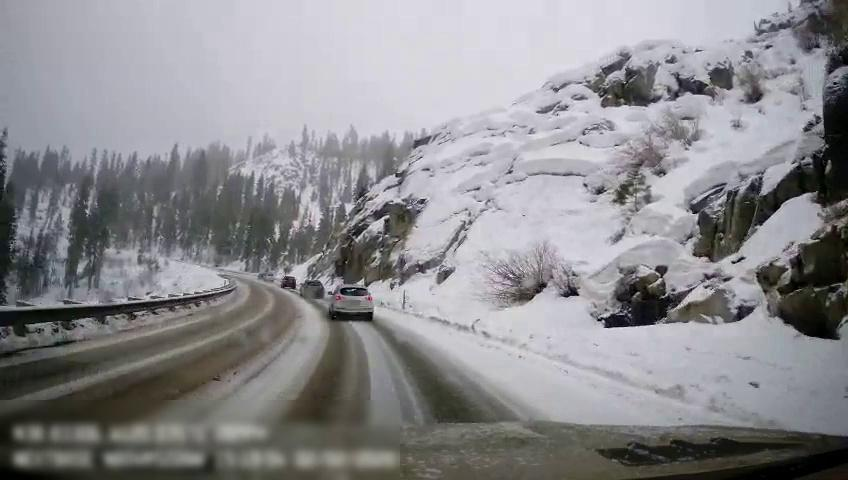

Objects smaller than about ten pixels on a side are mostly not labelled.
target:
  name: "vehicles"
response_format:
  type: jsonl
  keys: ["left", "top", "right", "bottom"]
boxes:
{"left": 264, "top": 273, "right": 275, "bottom": 282}
{"left": 299, "top": 279, "right": 325, "bottom": 300}
{"left": 327, "top": 283, "right": 375, "bottom": 322}
{"left": 280, "top": 275, "right": 296, "bottom": 290}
